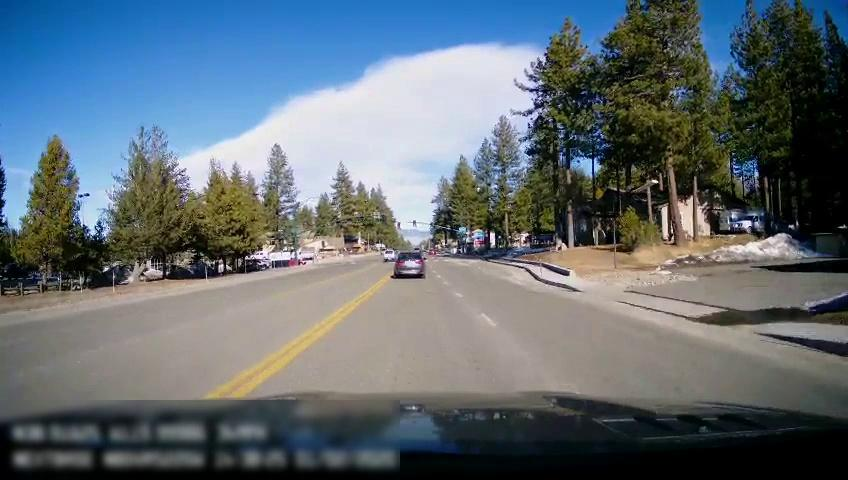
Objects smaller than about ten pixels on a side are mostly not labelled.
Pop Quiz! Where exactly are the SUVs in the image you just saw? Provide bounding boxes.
[731,215,771,235]
[383,249,398,262]
[394,253,425,279]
